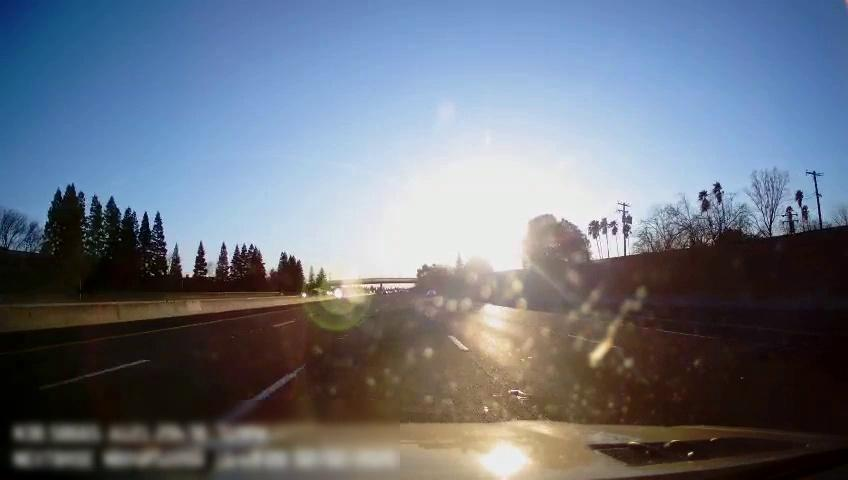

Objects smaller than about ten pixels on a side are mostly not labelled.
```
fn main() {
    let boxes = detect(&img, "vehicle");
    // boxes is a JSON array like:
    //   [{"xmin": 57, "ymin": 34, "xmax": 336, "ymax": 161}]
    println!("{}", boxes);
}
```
[{"xmin": 426, "ymin": 290, "xmax": 438, "ymax": 299}]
